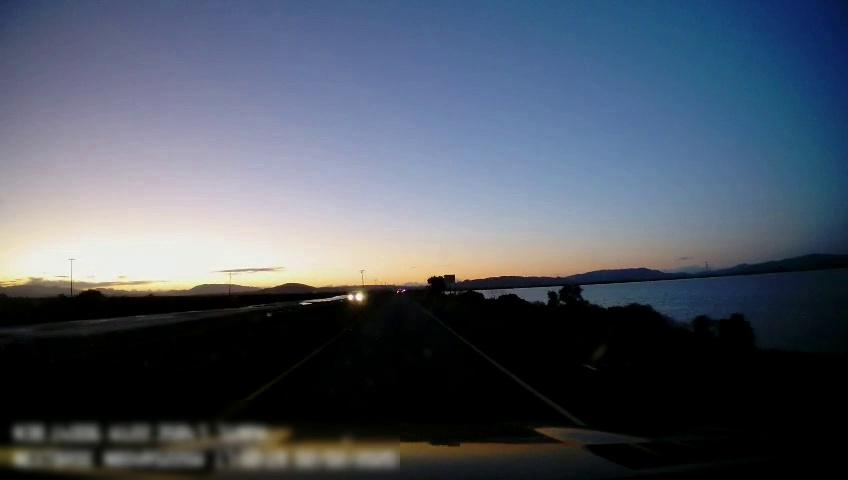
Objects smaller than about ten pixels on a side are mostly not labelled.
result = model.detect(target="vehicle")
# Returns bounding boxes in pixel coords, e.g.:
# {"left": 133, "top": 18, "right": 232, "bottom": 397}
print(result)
{"left": 348, "top": 291, "right": 365, "bottom": 304}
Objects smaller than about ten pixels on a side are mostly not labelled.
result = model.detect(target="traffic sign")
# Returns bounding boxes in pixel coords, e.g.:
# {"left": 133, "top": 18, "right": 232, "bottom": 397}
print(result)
{"left": 444, "top": 274, "right": 456, "bottom": 283}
